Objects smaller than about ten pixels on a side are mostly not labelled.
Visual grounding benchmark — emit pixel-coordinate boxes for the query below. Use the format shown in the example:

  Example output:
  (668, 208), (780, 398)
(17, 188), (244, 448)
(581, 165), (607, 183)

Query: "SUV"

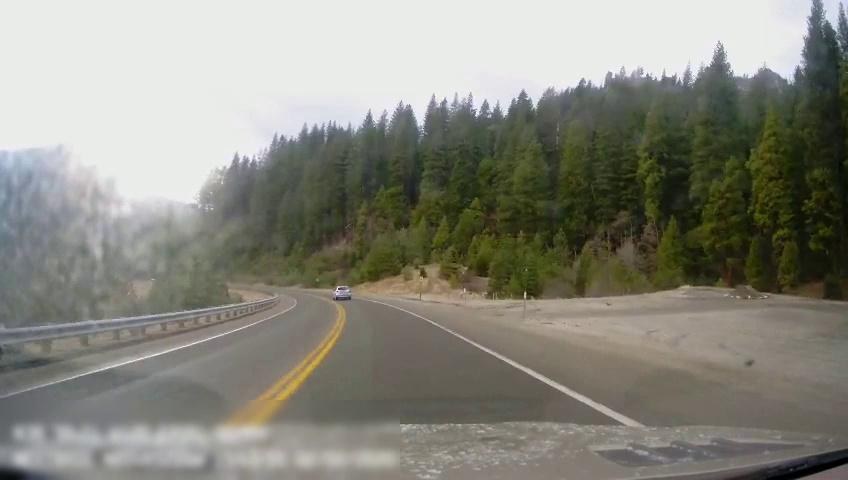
(331, 285), (352, 301)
